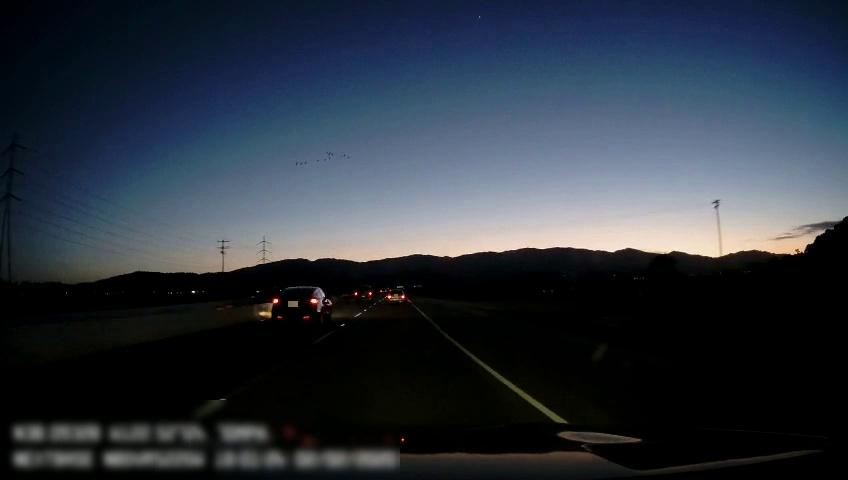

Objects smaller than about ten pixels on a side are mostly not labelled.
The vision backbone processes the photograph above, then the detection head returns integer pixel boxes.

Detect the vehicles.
[387,289,406,304]
[271,286,331,326]
[354,286,374,302]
